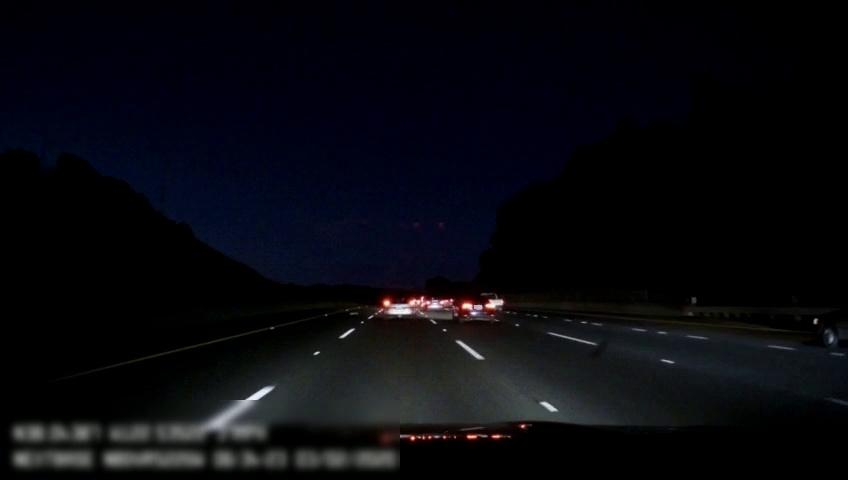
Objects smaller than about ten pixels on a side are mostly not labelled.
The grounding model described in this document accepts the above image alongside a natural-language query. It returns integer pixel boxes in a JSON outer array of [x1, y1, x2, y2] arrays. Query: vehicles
[[451, 295, 495, 326], [479, 292, 503, 316], [426, 296, 444, 311], [383, 291, 415, 318], [818, 311, 848, 352], [440, 295, 453, 309]]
